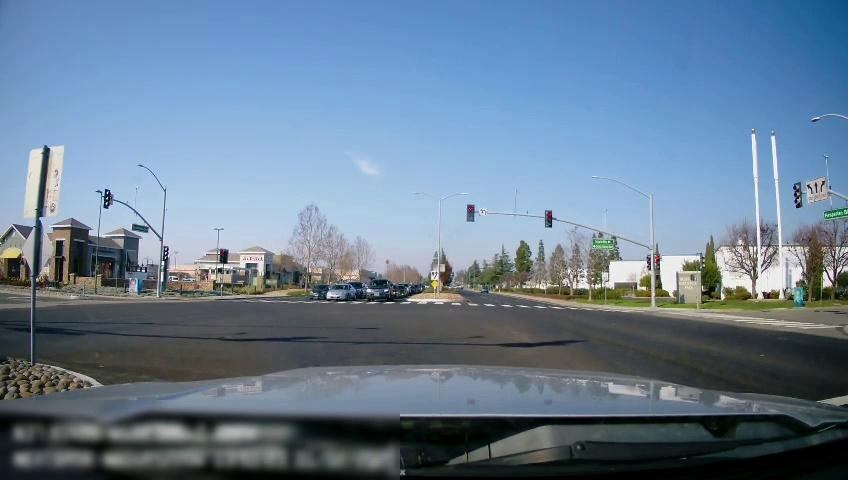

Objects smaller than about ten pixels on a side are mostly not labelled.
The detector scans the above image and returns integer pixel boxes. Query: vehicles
[352,284,367,301]
[393,284,406,302]
[367,281,396,303]
[329,285,359,302]
[310,286,332,303]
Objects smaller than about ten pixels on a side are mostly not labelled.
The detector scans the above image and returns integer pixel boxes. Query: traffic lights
[162,248,169,264]
[792,183,804,209]
[219,250,224,264]
[544,210,553,228]
[103,189,111,210]
[653,254,660,271]
[224,251,229,265]
[646,255,652,271]
[466,204,475,223]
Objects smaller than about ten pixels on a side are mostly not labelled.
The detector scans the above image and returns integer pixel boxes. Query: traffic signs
[823,207,848,221]
[806,176,828,204]
[592,239,614,251]
[431,270,440,281]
